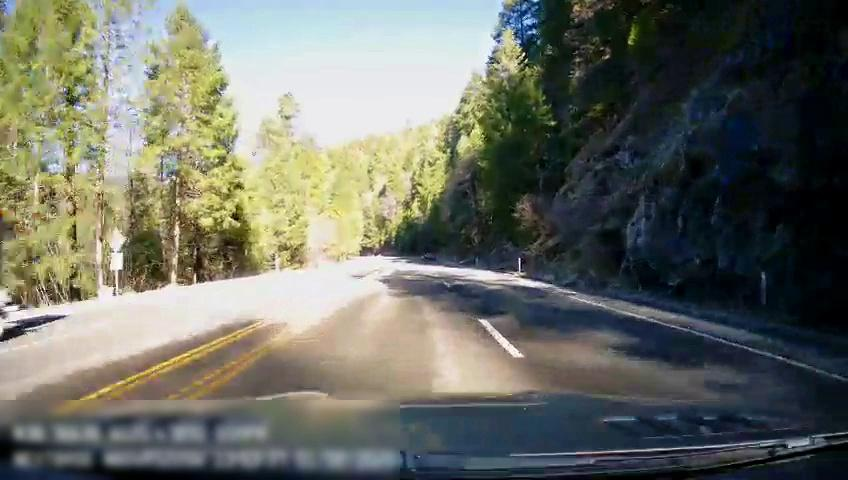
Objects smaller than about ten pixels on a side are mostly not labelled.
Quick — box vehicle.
[0,287,25,342]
